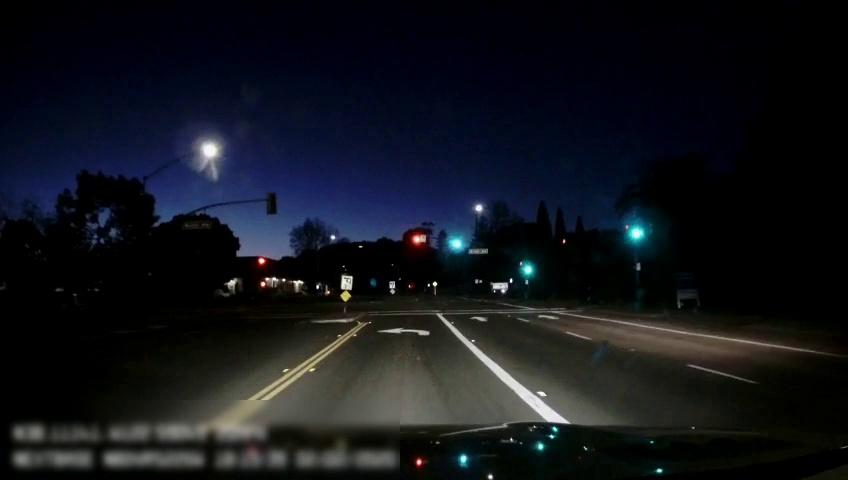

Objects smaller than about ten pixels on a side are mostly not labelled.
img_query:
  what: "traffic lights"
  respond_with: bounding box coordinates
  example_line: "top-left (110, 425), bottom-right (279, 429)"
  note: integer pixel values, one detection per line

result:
top-left (455, 236), bottom-right (460, 248)
top-left (526, 261), bottom-right (532, 273)
top-left (267, 192), bottom-right (277, 214)
top-left (259, 258), bottom-right (264, 269)
top-left (414, 236), bottom-right (420, 249)
top-left (633, 216), bottom-right (641, 238)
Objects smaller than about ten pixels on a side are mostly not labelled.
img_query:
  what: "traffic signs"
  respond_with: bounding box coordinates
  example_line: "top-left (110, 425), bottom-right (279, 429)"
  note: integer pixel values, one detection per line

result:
top-left (341, 275), bottom-right (353, 290)
top-left (339, 290), bottom-right (352, 303)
